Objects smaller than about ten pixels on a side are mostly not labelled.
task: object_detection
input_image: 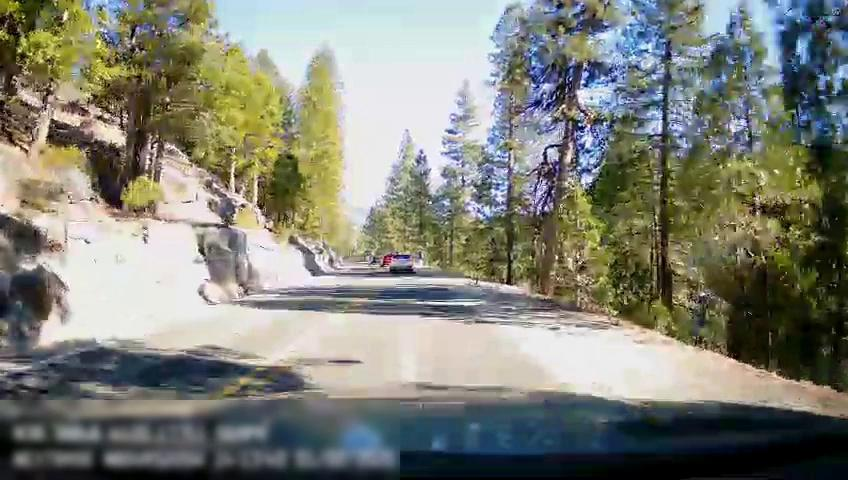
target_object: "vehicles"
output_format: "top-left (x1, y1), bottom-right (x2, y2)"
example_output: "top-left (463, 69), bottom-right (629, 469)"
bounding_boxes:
top-left (390, 254), bottom-right (413, 274)
top-left (379, 254), bottom-right (403, 268)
